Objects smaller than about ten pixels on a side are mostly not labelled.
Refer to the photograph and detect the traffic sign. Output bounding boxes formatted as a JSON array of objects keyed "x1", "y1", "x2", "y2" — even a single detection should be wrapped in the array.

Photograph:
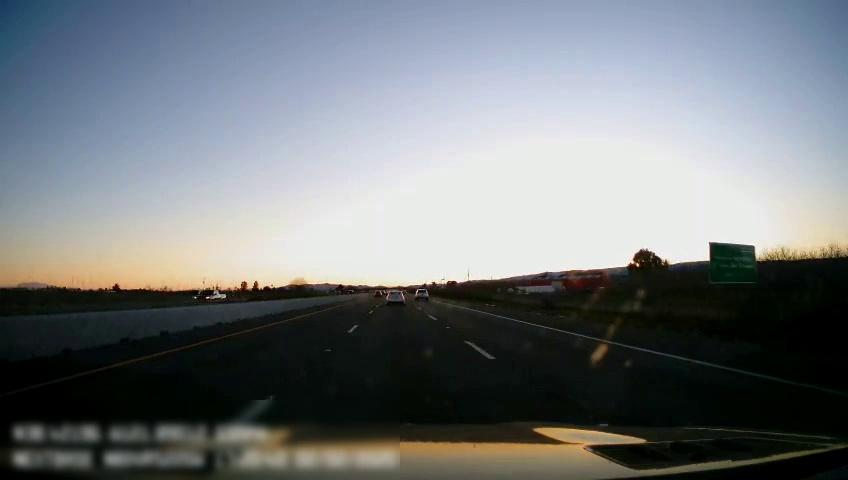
[{"x1": 709, "y1": 240, "x2": 759, "y2": 286}]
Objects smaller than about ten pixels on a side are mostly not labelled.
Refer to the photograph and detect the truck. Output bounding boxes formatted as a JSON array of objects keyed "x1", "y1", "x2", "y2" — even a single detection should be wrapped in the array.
[{"x1": 192, "y1": 288, "x2": 227, "y2": 303}]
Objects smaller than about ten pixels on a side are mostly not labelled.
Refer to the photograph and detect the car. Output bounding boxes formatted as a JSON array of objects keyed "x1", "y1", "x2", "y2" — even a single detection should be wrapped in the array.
[{"x1": 385, "y1": 290, "x2": 406, "y2": 306}]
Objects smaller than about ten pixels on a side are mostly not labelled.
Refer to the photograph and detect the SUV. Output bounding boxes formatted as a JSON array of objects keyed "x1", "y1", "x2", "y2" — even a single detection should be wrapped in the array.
[{"x1": 413, "y1": 289, "x2": 429, "y2": 302}]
